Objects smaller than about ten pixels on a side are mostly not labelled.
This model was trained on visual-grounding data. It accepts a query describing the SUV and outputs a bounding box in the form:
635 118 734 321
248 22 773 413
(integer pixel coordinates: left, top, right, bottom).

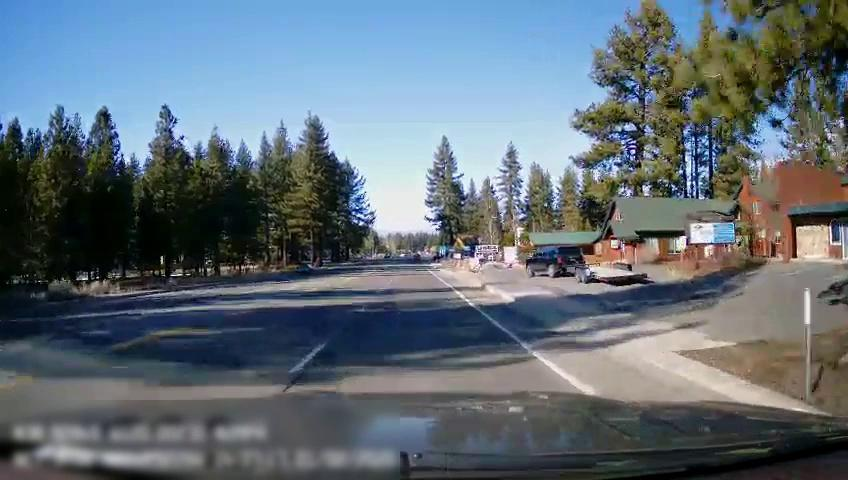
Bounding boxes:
524 245 586 279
